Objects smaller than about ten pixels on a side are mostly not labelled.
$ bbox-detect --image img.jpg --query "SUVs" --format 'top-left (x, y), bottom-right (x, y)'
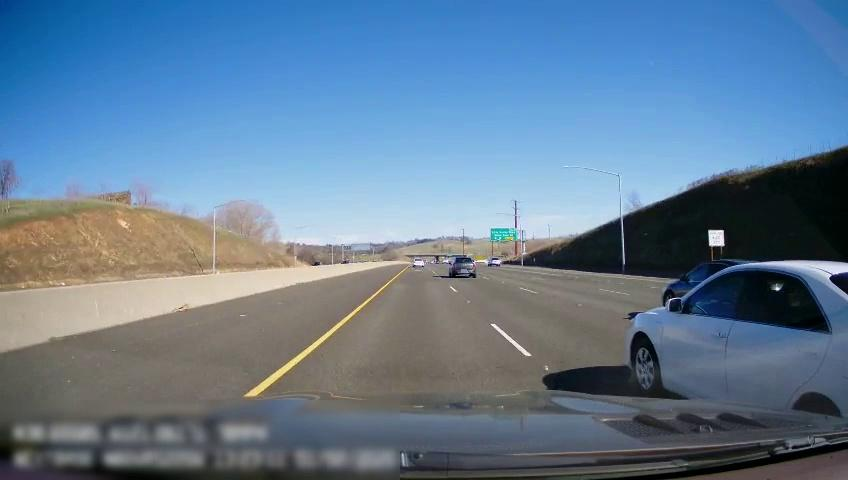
top-left (413, 257), bottom-right (425, 267)
top-left (488, 257), bottom-right (501, 267)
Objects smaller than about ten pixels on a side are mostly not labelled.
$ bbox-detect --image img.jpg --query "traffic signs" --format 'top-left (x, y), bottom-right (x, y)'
top-left (489, 227), bottom-right (519, 242)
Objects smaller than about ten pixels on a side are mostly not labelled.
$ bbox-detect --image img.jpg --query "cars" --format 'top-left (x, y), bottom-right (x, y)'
top-left (448, 257), bottom-right (476, 278)
top-left (628, 262), bottom-right (848, 417)
top-left (661, 260), bottom-right (749, 306)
